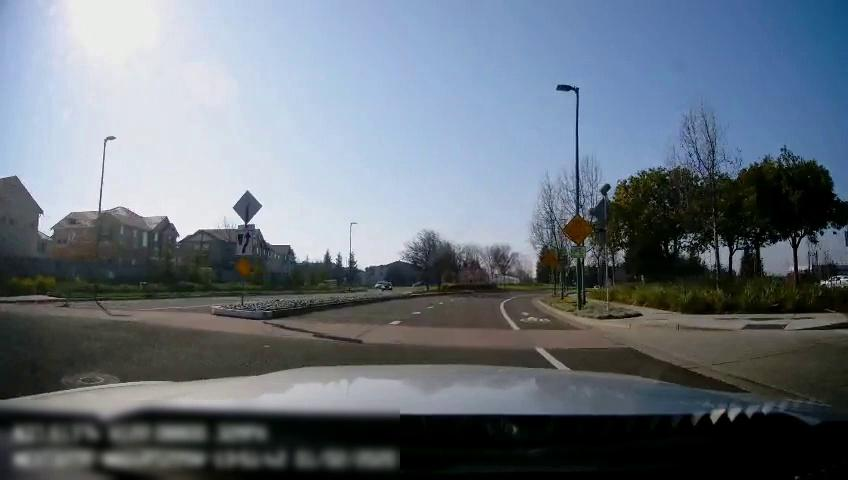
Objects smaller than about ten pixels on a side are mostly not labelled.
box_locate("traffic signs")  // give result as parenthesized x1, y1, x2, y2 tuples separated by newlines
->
(232, 188, 262, 224)
(237, 224, 254, 256)
(565, 214, 592, 248)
